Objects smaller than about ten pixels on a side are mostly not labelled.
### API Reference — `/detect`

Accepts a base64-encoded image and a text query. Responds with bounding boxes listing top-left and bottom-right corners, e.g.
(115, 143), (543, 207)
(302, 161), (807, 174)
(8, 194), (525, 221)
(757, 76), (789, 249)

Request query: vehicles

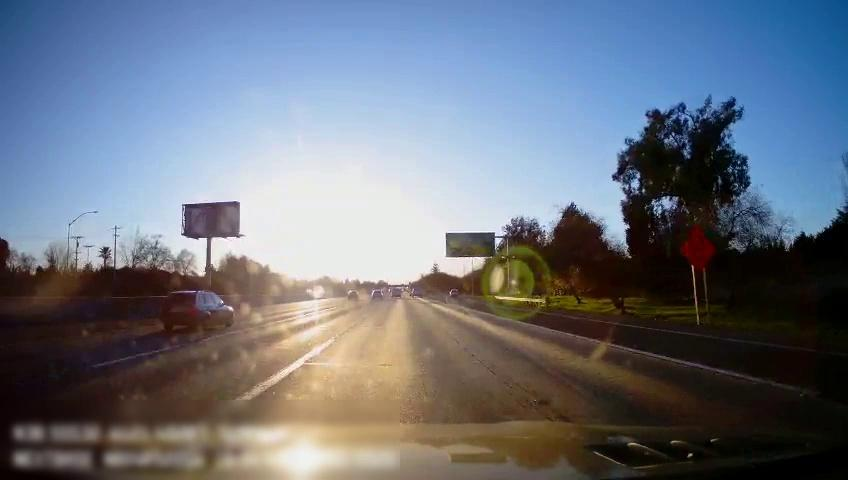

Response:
(448, 289), (460, 299)
(390, 287), (402, 298)
(371, 289), (385, 301)
(159, 289), (236, 334)
(411, 288), (423, 298)
(346, 289), (361, 300)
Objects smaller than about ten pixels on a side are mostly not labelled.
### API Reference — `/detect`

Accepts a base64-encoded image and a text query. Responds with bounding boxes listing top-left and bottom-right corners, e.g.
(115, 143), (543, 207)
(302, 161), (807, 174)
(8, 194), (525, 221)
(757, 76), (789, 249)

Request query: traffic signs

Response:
(445, 232), (497, 259)
(677, 222), (716, 270)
